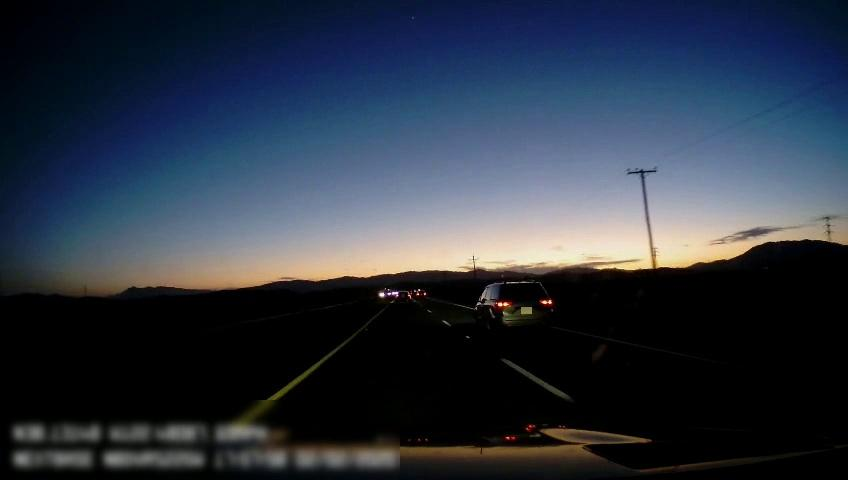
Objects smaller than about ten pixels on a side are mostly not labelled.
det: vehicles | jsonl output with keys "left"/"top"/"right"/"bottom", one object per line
{"left": 472, "top": 281, "right": 554, "bottom": 332}
{"left": 396, "top": 290, "right": 412, "bottom": 303}
{"left": 415, "top": 290, "right": 427, "bottom": 300}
